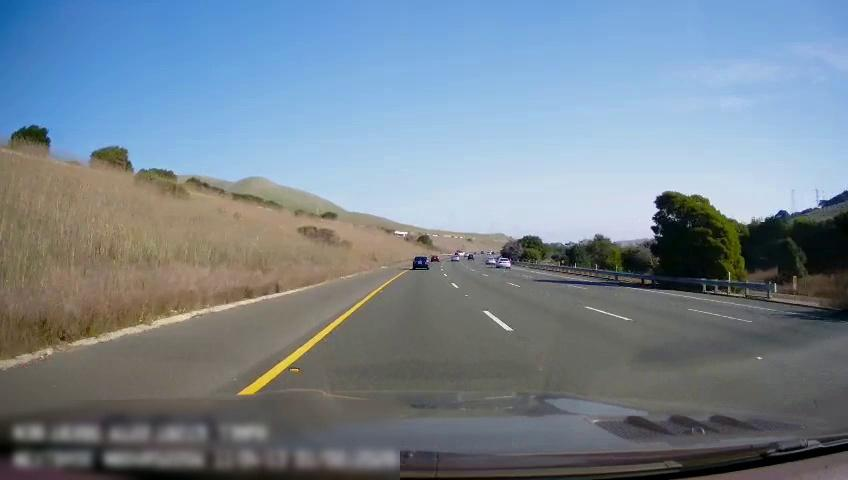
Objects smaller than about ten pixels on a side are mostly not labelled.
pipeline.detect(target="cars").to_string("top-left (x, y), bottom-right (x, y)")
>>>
top-left (485, 256), bottom-right (496, 265)
top-left (412, 255), bottom-right (430, 270)
top-left (430, 255), bottom-right (441, 263)
top-left (495, 257), bottom-right (511, 269)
